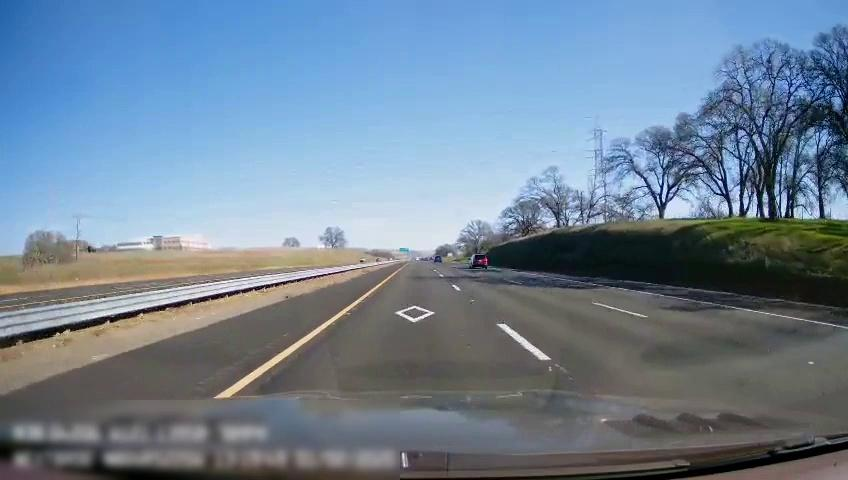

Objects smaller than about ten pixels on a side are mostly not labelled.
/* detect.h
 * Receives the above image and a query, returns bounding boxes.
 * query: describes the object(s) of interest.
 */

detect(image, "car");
[469,254,488,270]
